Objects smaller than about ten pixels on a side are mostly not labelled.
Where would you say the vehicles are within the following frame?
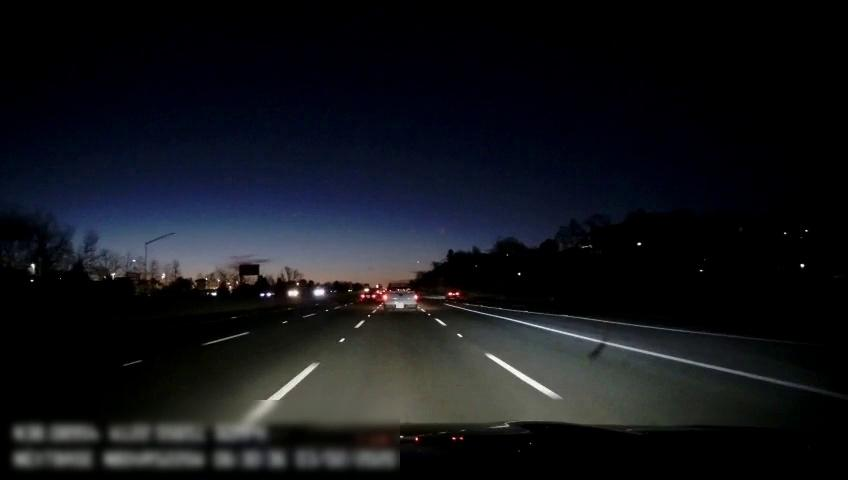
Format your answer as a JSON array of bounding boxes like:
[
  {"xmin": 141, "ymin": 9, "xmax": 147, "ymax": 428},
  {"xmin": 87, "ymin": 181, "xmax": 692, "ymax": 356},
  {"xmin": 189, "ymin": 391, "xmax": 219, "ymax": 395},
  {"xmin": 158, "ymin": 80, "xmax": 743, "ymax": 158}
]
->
[
  {"xmin": 313, "ymin": 288, "xmax": 326, "ymax": 298},
  {"xmin": 444, "ymin": 289, "xmax": 462, "ymax": 301},
  {"xmin": 382, "ymin": 287, "xmax": 420, "ymax": 316},
  {"xmin": 286, "ymin": 288, "xmax": 301, "ymax": 298},
  {"xmin": 259, "ymin": 288, "xmax": 275, "ymax": 299},
  {"xmin": 359, "ymin": 289, "xmax": 379, "ymax": 303}
]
